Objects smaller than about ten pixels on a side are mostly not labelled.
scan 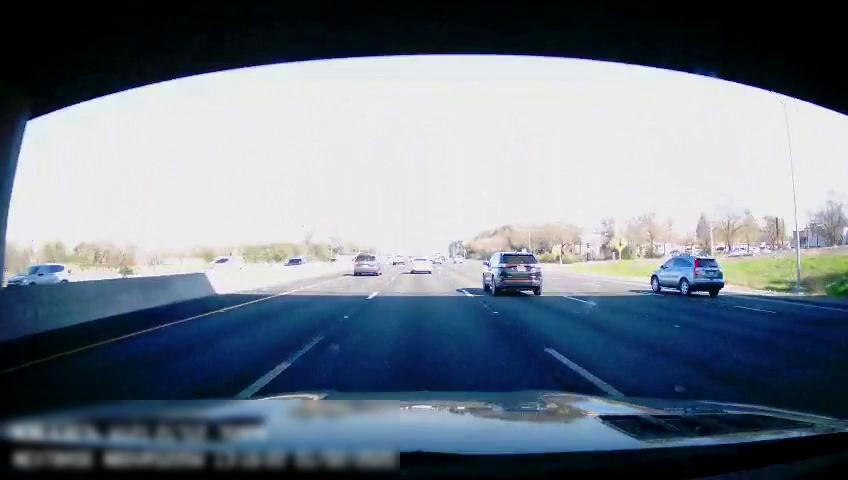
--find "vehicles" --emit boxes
[482,251,542,297]
[353,253,383,276]
[392,254,405,266]
[6,262,73,289]
[411,258,432,274]
[650,254,725,297]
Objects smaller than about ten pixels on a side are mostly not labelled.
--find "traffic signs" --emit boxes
[612,236,629,252]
